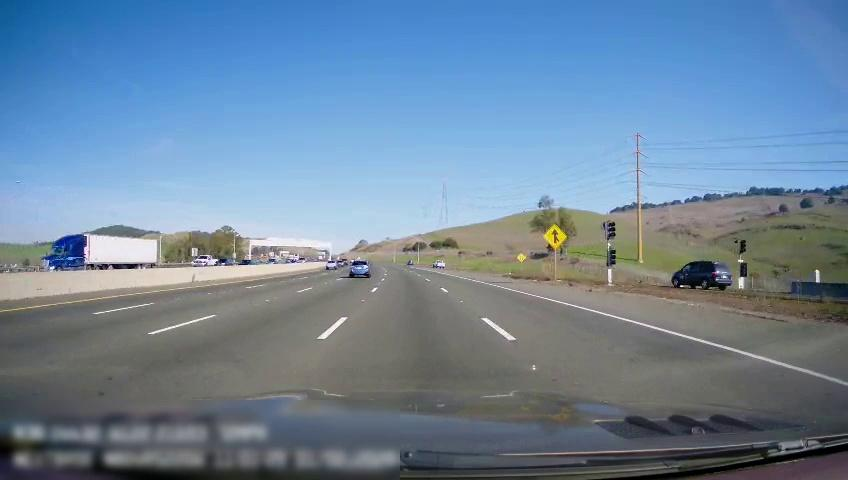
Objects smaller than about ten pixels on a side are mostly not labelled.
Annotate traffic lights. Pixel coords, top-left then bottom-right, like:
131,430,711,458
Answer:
605,220,617,240
607,249,617,267
739,239,747,254
739,262,748,277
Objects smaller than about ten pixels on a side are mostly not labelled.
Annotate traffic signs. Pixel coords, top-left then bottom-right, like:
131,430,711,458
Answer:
543,223,569,249
516,252,527,264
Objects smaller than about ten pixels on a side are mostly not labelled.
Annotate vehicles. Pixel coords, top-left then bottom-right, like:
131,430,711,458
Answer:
670,260,733,291
432,260,446,270
40,234,158,272
192,255,219,267
238,259,256,265
214,257,235,267
349,260,371,278
266,258,279,265
325,259,339,270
